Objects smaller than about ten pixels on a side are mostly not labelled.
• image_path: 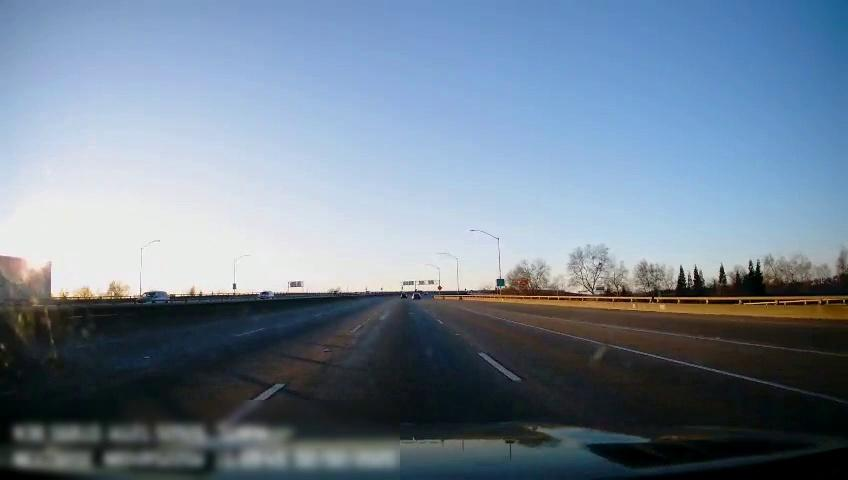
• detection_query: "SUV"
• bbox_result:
[258,291,274,300]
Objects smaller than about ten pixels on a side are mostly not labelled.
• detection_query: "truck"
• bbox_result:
[0,255,52,307]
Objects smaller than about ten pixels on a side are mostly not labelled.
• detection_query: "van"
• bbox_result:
[135,291,168,304]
